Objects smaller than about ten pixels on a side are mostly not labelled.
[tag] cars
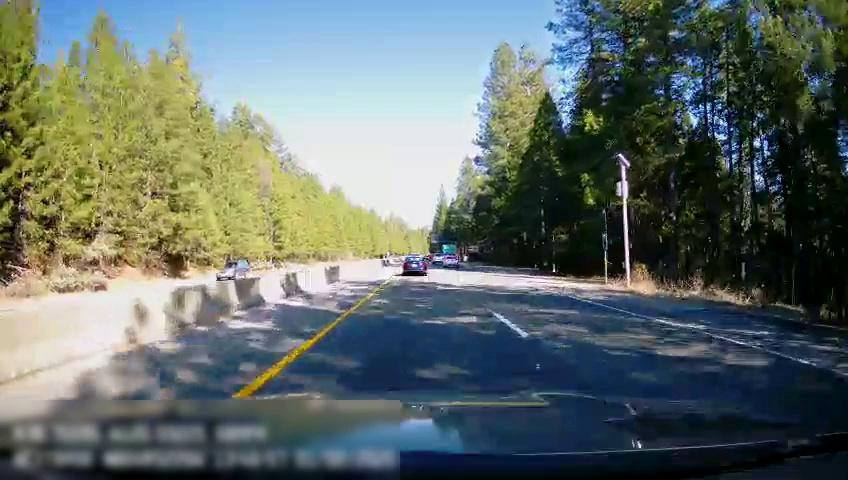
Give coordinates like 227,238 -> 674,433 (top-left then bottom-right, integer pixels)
430,254 -> 443,264
215,258 -> 252,282
402,254 -> 428,277
441,254 -> 459,269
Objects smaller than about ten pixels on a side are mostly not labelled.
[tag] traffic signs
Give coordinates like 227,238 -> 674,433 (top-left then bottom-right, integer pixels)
441,244 -> 456,253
